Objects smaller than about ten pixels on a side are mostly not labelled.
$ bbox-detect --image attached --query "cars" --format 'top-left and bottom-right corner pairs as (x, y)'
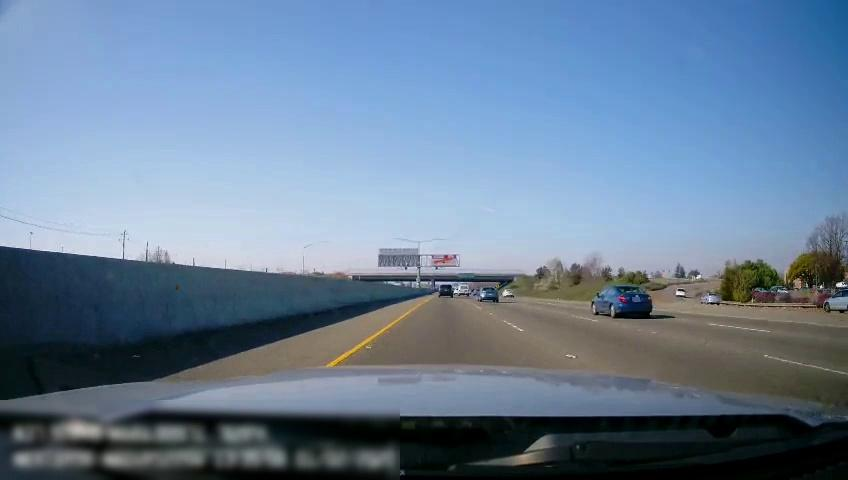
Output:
(591, 285), (653, 319)
(477, 285), (500, 303)
(674, 287), (687, 297)
(700, 290), (721, 305)
(822, 288), (848, 314)
(502, 289), (514, 298)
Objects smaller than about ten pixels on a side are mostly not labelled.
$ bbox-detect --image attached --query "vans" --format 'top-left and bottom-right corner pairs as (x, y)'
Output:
(458, 284), (469, 296)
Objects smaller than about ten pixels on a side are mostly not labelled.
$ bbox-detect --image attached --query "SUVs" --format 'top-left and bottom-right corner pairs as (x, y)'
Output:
(437, 283), (454, 298)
